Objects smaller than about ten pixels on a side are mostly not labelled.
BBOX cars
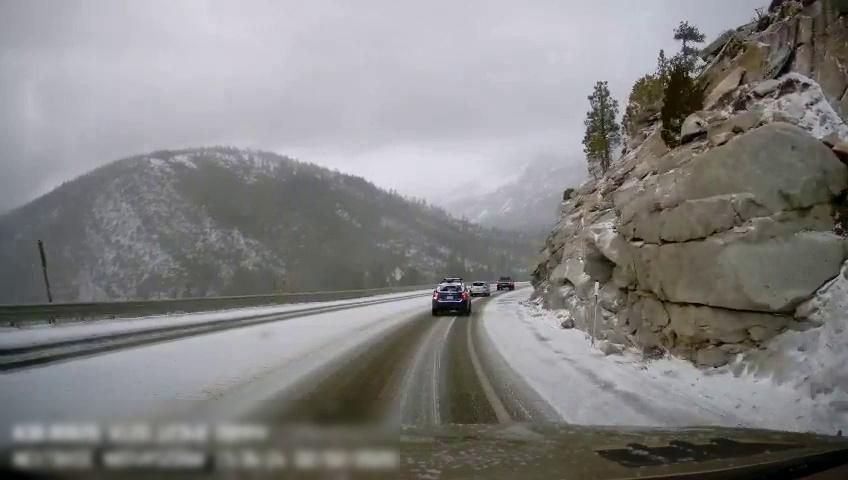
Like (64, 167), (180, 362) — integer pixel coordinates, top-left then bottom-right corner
(431, 277), (473, 316)
(469, 280), (491, 297)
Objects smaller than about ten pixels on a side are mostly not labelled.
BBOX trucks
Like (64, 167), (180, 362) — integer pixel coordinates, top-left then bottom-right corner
(496, 276), (515, 291)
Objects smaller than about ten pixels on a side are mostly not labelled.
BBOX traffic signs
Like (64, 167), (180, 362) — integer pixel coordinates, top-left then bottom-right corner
(391, 266), (405, 281)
